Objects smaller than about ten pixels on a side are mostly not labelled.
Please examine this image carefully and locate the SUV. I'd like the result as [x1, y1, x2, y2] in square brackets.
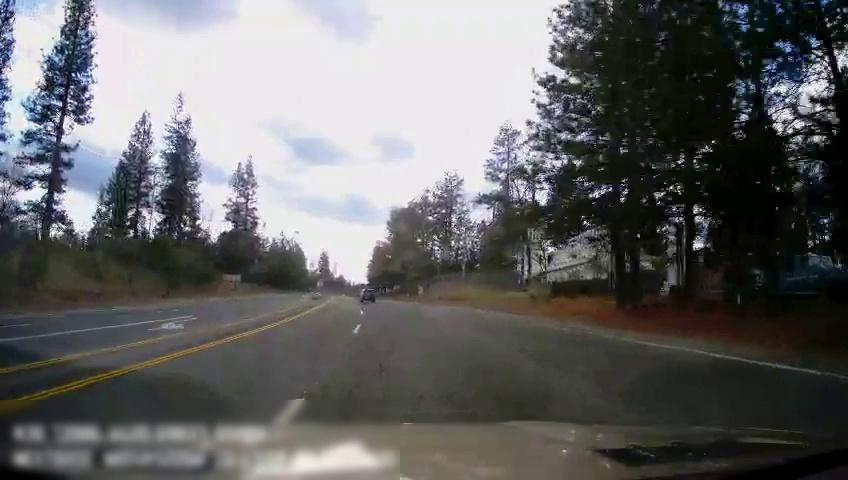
[359, 288, 376, 303]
